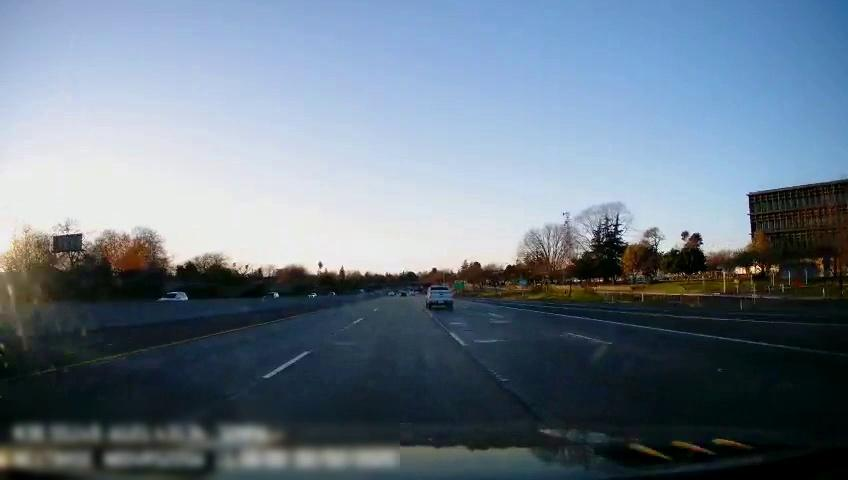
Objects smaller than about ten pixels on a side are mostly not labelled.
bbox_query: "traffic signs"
[454,280,465,291]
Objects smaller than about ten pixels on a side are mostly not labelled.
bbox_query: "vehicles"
[263,291,280,299]
[157,291,189,301]
[425,285,454,310]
